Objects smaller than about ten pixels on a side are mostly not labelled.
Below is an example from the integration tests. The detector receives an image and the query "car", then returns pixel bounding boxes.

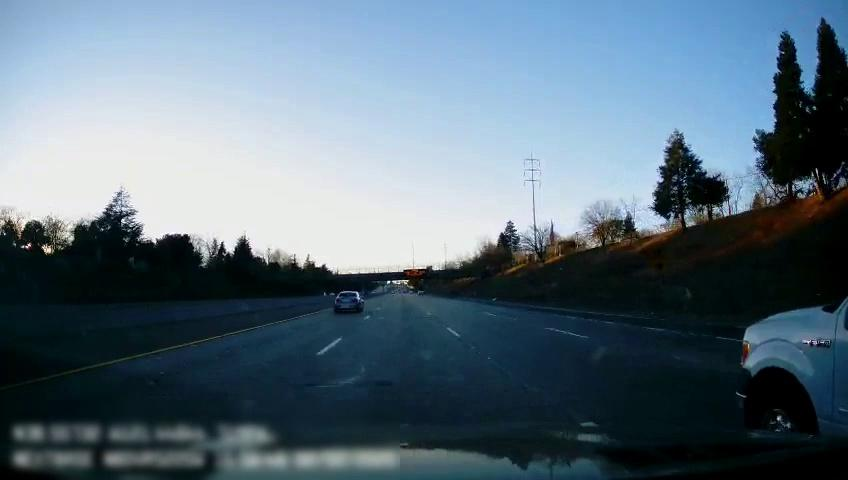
[332,290,366,314]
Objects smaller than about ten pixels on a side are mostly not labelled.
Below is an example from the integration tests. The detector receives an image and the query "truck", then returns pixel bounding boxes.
[734,269,848,435]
